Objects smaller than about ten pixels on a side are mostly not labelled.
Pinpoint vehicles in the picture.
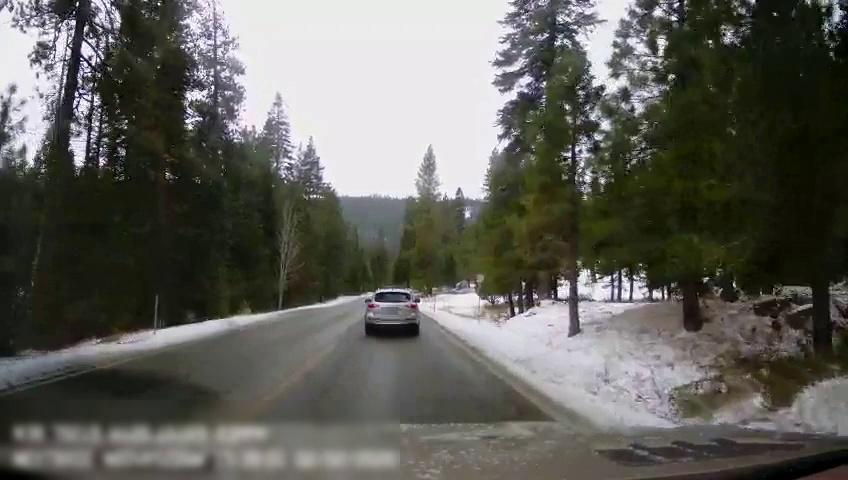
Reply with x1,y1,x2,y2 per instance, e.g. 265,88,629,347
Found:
364,289,421,335
383,286,404,290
